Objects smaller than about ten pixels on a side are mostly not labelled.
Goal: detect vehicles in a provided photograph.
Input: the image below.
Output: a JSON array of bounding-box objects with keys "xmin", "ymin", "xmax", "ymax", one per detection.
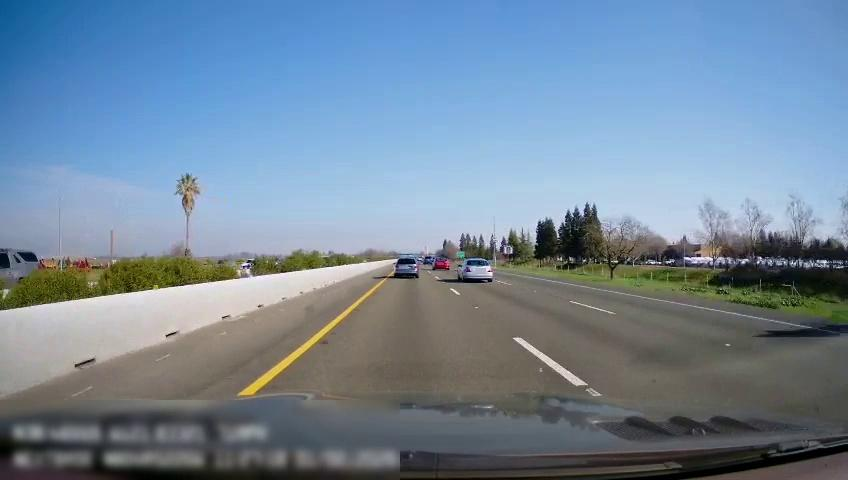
[
  {"xmin": 430, "ymin": 256, "xmax": 451, "ymax": 271},
  {"xmin": 392, "ymin": 256, "xmax": 419, "ymax": 279},
  {"xmin": 240, "ymin": 258, "xmax": 257, "ymax": 270},
  {"xmin": 0, "ymin": 249, "xmax": 44, "ymax": 289},
  {"xmin": 457, "ymin": 258, "xmax": 493, "ymax": 284},
  {"xmin": 422, "ymin": 256, "xmax": 433, "ymax": 266}
]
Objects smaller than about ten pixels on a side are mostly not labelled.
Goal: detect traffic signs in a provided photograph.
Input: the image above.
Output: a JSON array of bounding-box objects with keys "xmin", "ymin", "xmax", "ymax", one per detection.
[{"xmin": 456, "ymin": 251, "xmax": 467, "ymax": 260}]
